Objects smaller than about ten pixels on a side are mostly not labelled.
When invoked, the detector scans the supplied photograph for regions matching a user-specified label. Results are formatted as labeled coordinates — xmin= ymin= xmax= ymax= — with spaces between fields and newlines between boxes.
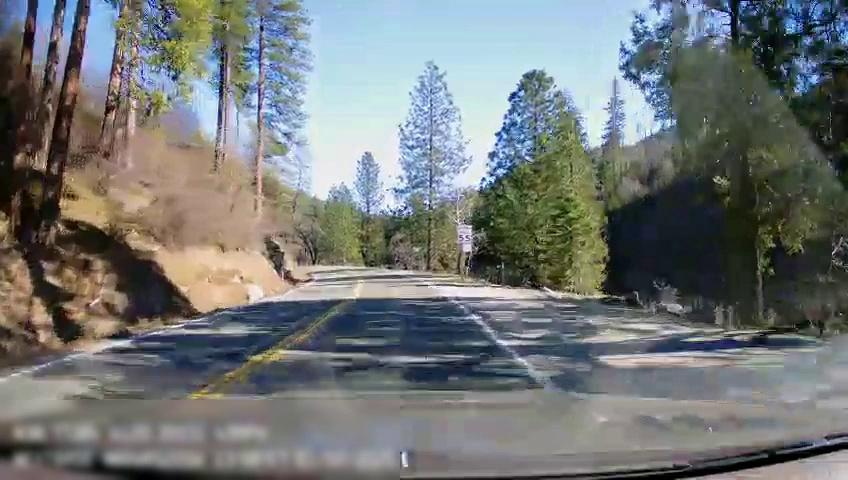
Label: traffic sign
xmin=456 ymin=225 xmax=473 ymax=243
